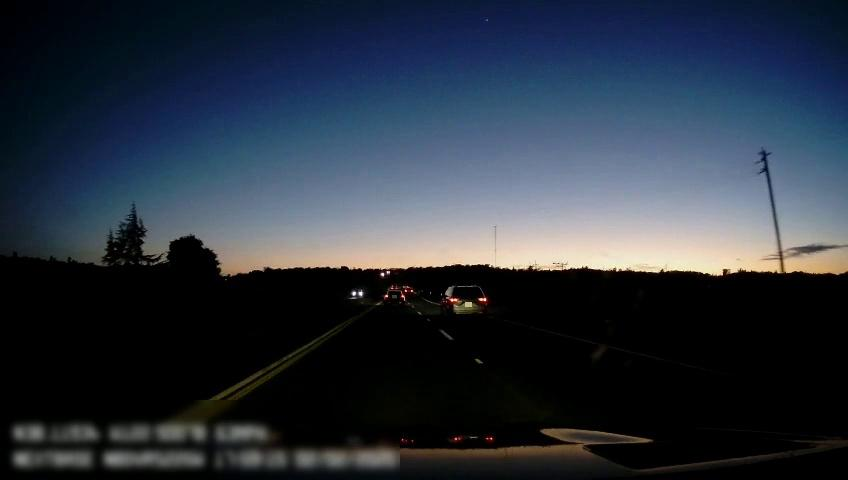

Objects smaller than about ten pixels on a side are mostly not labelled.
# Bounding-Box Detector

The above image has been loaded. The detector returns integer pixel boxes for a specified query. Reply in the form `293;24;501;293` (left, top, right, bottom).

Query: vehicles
383;288;405;306
348;287;366;301
441;286;492;325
